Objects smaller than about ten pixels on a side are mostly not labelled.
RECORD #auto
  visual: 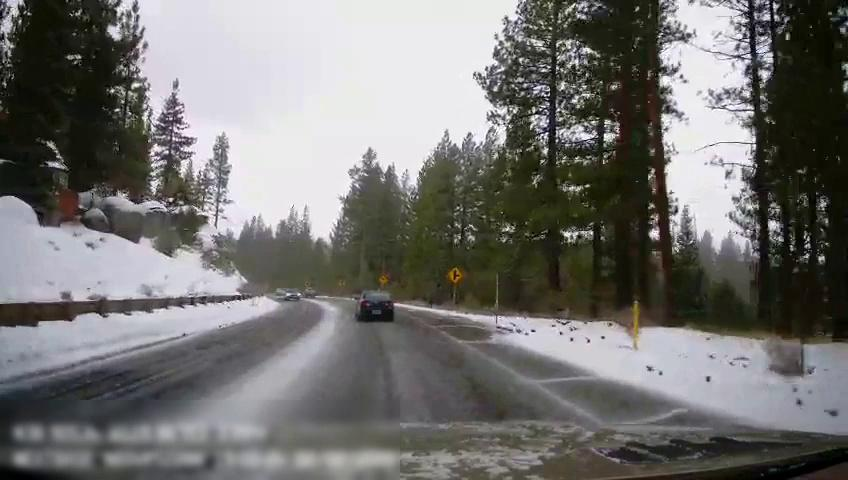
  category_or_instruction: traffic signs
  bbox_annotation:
[446,265,465,285]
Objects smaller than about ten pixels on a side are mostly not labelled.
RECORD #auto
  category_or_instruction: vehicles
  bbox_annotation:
[281,287,301,301]
[302,287,317,299]
[353,292,394,322]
